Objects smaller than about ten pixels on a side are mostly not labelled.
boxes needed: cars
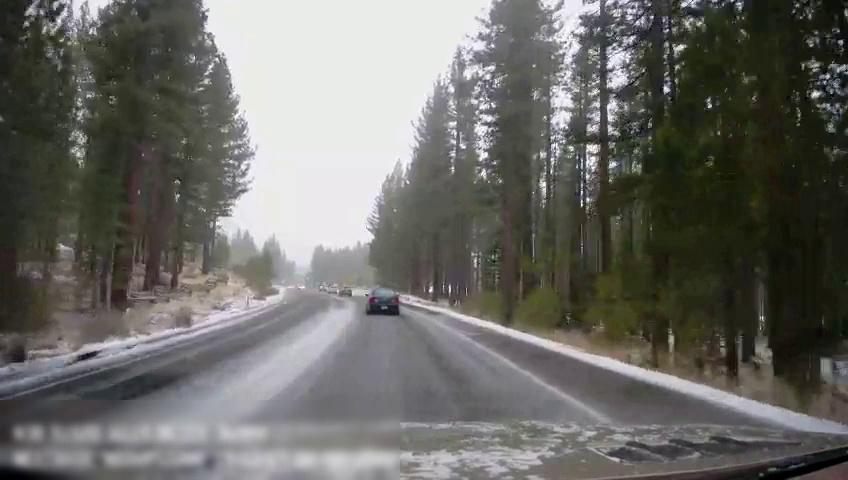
[338,286,353,297]
[365,289,400,315]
